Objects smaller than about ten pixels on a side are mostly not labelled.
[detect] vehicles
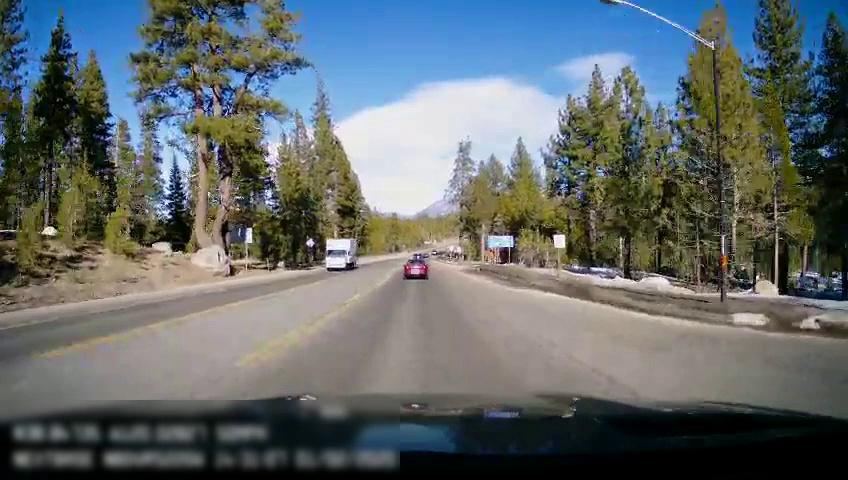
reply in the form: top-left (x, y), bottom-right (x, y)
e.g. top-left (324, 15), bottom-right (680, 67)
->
top-left (403, 258), bottom-right (430, 279)
top-left (324, 238), bottom-right (359, 272)
top-left (413, 253), bottom-right (427, 259)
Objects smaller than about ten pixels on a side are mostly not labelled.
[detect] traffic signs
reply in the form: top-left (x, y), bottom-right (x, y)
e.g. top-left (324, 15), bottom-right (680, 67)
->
top-left (553, 234), bottom-right (566, 249)
top-left (487, 235), bottom-right (514, 248)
